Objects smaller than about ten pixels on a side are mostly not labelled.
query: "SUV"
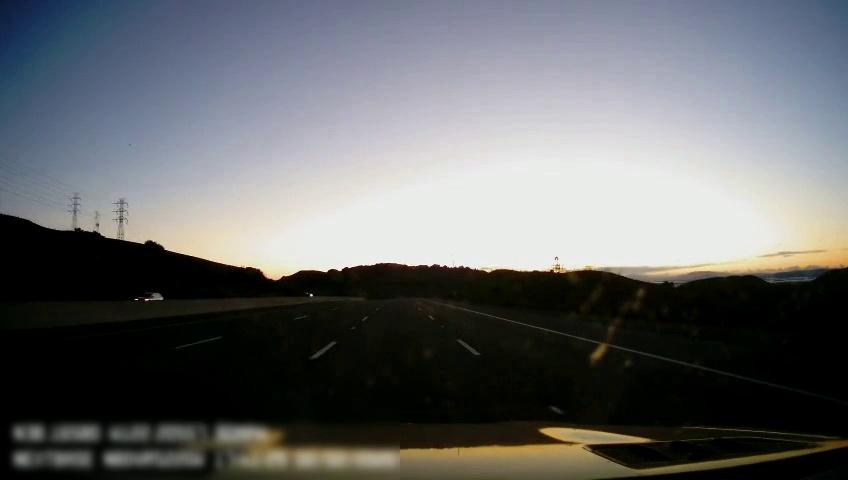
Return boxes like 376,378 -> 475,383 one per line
135,292 -> 165,302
